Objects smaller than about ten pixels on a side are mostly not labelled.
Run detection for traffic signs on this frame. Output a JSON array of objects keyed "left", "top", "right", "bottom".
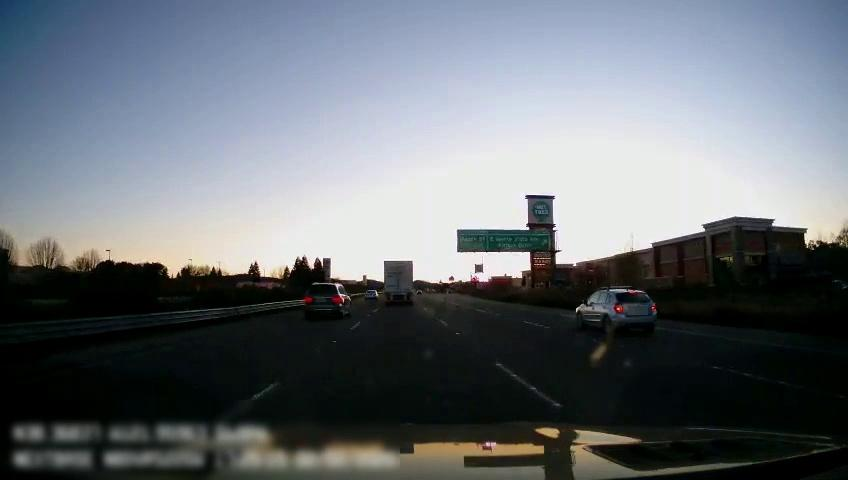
[{"left": 457, "top": 228, "right": 551, "bottom": 253}]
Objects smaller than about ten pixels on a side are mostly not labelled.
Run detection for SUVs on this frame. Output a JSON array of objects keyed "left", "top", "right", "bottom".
[
  {"left": 576, "top": 289, "right": 659, "bottom": 340},
  {"left": 304, "top": 282, "right": 352, "bottom": 320}
]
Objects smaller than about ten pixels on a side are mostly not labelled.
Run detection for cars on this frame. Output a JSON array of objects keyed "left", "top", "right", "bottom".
[{"left": 364, "top": 290, "right": 379, "bottom": 302}]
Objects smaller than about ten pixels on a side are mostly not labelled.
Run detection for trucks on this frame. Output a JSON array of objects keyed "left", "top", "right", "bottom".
[{"left": 383, "top": 260, "right": 413, "bottom": 305}]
